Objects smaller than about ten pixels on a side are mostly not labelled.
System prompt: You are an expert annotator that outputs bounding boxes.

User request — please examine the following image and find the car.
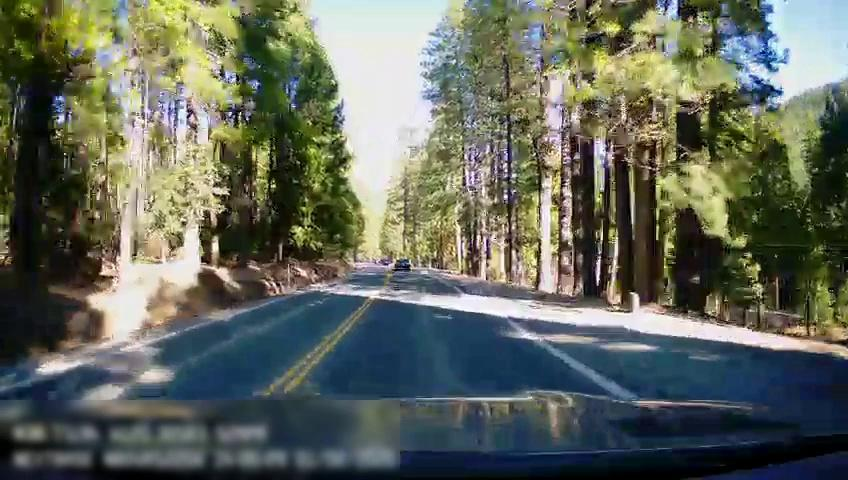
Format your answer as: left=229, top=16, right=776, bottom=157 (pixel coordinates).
left=393, top=258, right=412, bottom=272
